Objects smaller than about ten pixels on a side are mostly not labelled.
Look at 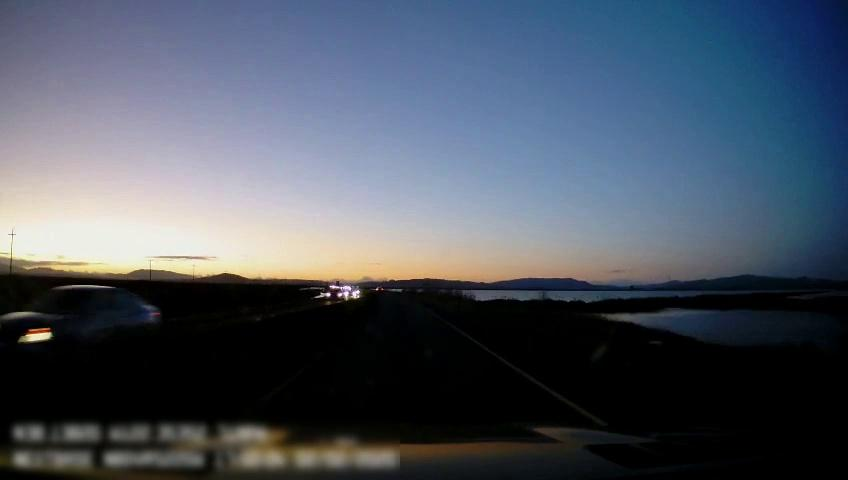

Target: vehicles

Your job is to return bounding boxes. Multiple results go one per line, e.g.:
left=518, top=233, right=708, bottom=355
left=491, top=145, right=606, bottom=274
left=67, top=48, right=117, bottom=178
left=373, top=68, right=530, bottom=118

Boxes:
left=0, top=284, right=163, bottom=374
left=349, top=287, right=362, bottom=300
left=327, top=286, right=351, bottom=301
